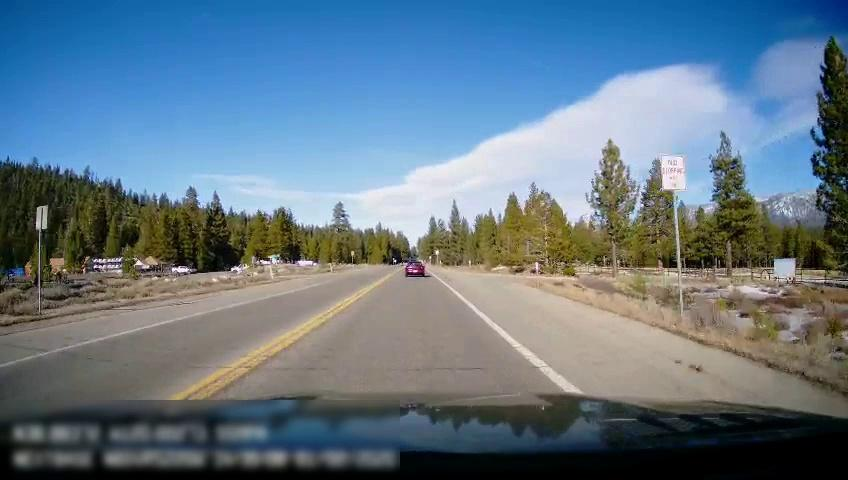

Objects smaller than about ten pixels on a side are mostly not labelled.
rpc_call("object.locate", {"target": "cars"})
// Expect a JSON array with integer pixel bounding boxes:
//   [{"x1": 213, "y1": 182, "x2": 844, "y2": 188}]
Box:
[{"x1": 404, "y1": 260, "x2": 425, "y2": 279}]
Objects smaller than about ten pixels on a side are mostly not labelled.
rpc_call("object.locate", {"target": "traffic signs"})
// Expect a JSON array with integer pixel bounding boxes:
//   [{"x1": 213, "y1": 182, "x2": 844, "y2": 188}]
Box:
[
  {"x1": 35, "y1": 205, "x2": 47, "y2": 229},
  {"x1": 661, "y1": 153, "x2": 689, "y2": 192}
]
